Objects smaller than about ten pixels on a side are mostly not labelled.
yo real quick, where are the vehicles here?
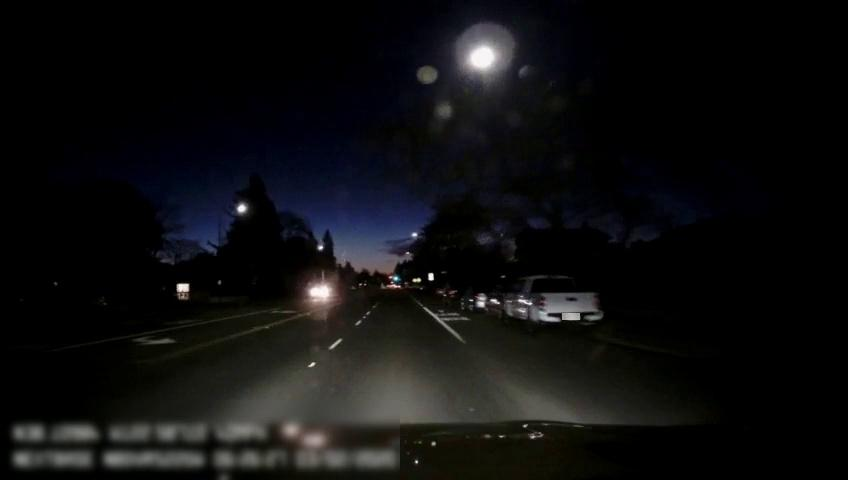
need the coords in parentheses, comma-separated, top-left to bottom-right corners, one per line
(497, 275, 604, 342)
(460, 282, 504, 314)
(309, 283, 340, 300)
